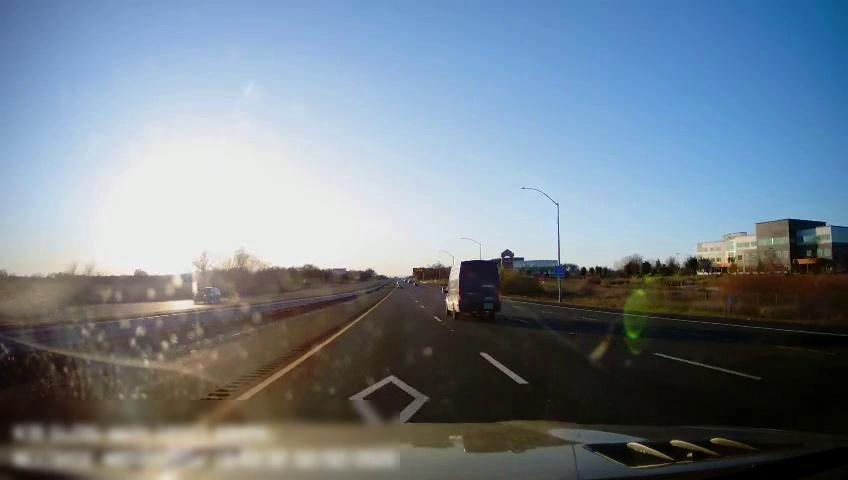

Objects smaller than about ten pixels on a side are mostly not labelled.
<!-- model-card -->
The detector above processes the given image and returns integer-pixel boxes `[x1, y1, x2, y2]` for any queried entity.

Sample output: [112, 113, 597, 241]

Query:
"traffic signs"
[554, 265, 565, 278]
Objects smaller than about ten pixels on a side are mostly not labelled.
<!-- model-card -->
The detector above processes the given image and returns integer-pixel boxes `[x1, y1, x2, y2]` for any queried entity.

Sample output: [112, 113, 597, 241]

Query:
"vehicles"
[441, 259, 503, 321]
[192, 287, 221, 305]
